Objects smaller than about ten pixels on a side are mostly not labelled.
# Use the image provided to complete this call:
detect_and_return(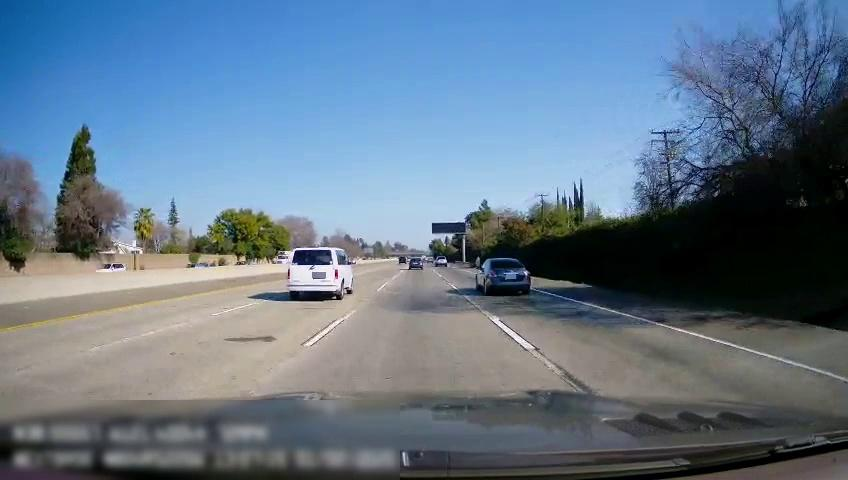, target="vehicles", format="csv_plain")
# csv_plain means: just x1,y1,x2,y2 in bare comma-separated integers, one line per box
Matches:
183,263,209,268
434,255,448,267
474,257,531,295
408,257,424,270
286,248,356,301
95,263,127,273
271,250,289,265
